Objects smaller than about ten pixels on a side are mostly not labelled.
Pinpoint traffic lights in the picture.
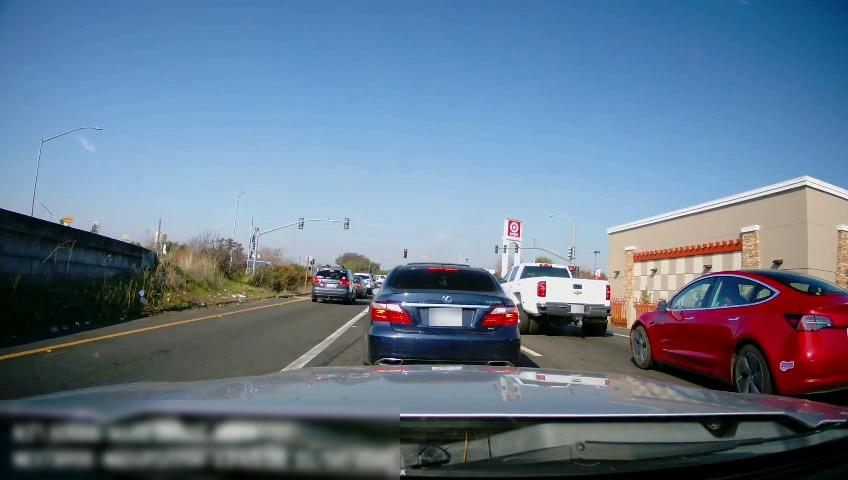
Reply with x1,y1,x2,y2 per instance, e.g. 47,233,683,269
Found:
567,247,573,261
513,242,519,256
343,217,350,231
403,248,408,260
502,243,507,255
494,244,499,255
297,217,305,230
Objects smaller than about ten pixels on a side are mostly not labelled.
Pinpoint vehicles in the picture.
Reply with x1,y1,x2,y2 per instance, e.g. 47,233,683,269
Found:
350,274,370,300
491,263,613,338
311,264,359,306
374,274,387,283
628,267,848,408
361,262,522,367
353,272,376,296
